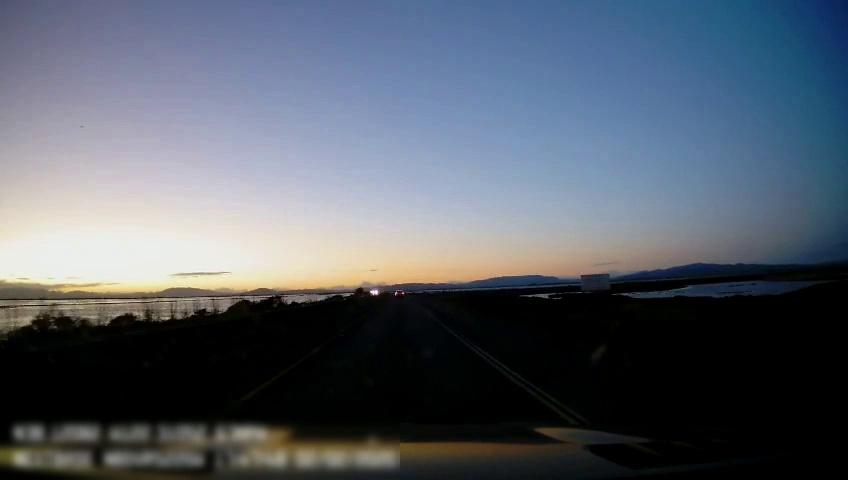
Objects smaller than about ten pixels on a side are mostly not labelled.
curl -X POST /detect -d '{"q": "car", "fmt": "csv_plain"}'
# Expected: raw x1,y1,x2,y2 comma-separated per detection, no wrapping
394,289,405,297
